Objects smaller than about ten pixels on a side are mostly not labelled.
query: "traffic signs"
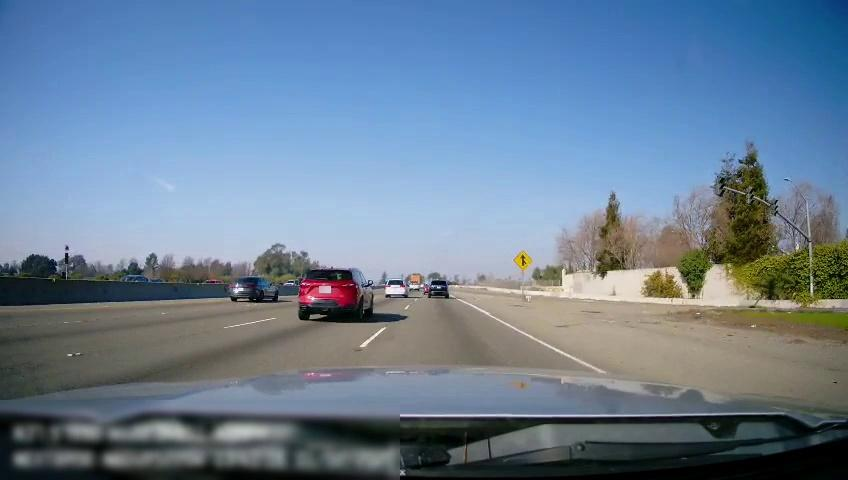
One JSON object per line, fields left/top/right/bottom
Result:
{"left": 515, "top": 251, "right": 532, "bottom": 272}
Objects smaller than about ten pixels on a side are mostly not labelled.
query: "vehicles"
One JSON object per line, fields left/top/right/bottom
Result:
{"left": 119, "top": 275, "right": 146, "bottom": 284}
{"left": 297, "top": 267, "right": 376, "bottom": 323}
{"left": 226, "top": 276, "right": 280, "bottom": 304}
{"left": 201, "top": 279, "right": 225, "bottom": 284}
{"left": 282, "top": 280, "right": 299, "bottom": 288}
{"left": 383, "top": 278, "right": 409, "bottom": 299}
{"left": 426, "top": 278, "right": 450, "bottom": 299}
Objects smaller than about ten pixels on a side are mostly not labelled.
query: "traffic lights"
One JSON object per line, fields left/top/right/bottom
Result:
{"left": 715, "top": 175, "right": 725, "bottom": 198}
{"left": 771, "top": 199, "right": 780, "bottom": 217}
{"left": 745, "top": 184, "right": 757, "bottom": 206}
{"left": 63, "top": 244, "right": 70, "bottom": 264}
